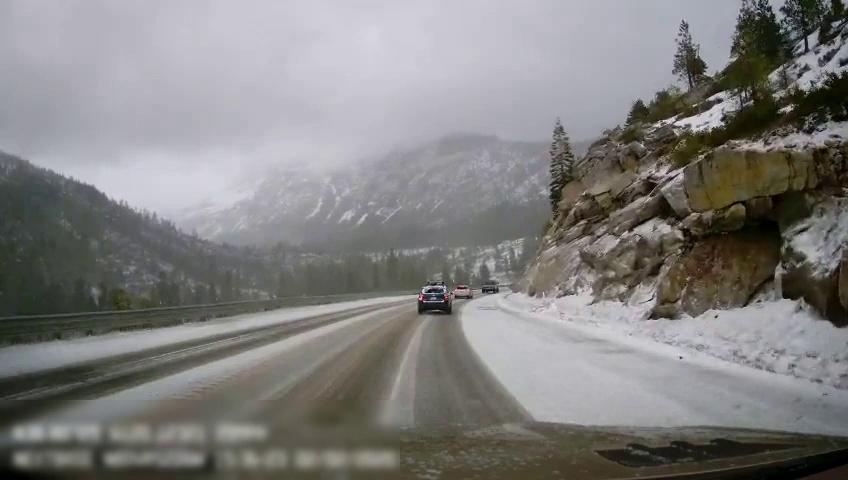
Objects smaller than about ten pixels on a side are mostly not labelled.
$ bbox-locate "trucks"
[482,280,500,294]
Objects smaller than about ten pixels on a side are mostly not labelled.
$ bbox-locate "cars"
[454,284,474,299]
[417,280,453,315]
